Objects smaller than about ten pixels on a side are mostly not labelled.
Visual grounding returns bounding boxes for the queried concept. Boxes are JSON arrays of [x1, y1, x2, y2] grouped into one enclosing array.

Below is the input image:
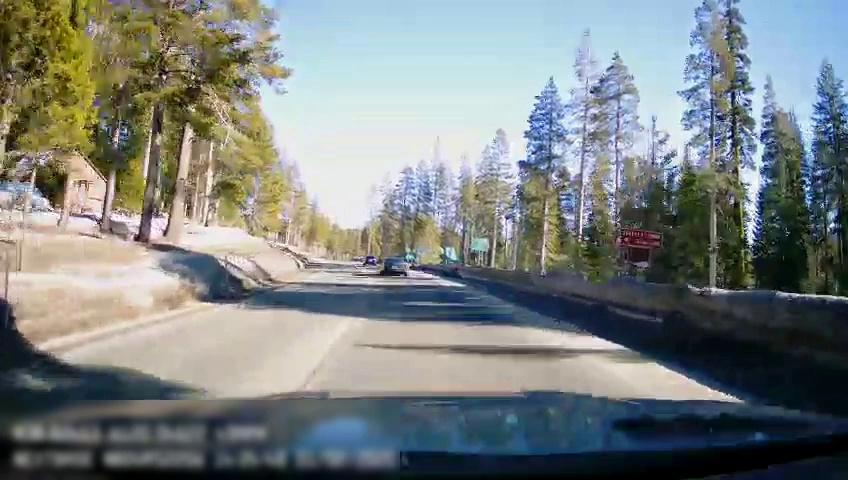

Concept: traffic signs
[[468, 239, 491, 252]]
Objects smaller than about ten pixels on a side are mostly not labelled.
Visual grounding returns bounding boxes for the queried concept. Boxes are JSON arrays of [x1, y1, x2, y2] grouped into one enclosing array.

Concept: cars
[[380, 255, 408, 276], [364, 255, 380, 266]]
